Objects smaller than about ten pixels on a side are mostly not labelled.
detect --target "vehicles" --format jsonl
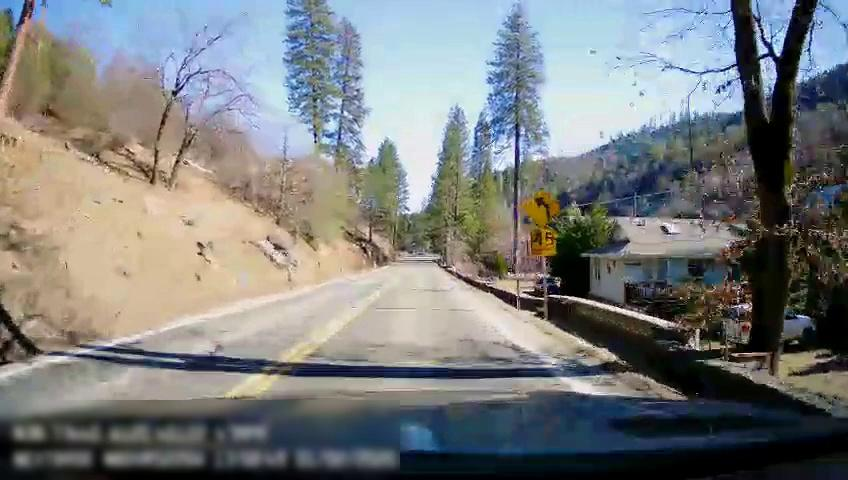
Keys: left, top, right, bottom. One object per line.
{"left": 721, "top": 303, "right": 817, "bottom": 348}
{"left": 532, "top": 280, "right": 558, "bottom": 296}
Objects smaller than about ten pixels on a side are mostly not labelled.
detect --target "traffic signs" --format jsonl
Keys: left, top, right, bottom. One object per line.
{"left": 528, "top": 191, "right": 560, "bottom": 226}
{"left": 532, "top": 230, "right": 557, "bottom": 256}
